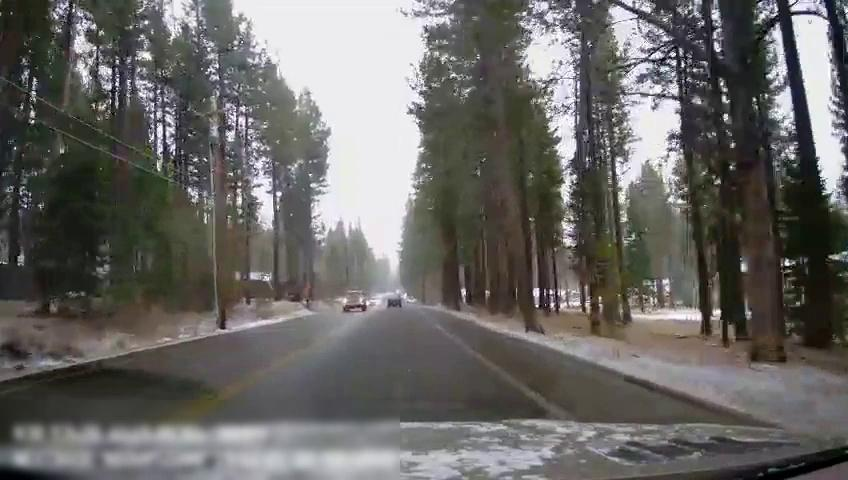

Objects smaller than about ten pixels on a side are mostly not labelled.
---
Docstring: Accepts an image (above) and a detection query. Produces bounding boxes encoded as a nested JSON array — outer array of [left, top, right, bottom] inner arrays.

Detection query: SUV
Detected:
[[386, 295, 403, 308]]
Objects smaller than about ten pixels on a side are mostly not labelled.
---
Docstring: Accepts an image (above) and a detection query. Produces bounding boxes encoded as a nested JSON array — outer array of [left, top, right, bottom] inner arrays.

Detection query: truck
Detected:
[[343, 290, 369, 311]]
